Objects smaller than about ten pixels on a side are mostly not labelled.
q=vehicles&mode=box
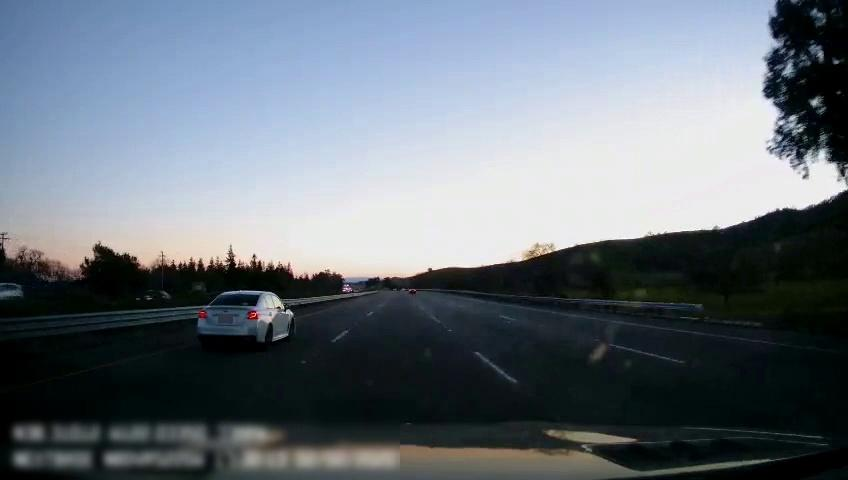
[134,288,172,306]
[197,291,295,353]
[0,282,26,309]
